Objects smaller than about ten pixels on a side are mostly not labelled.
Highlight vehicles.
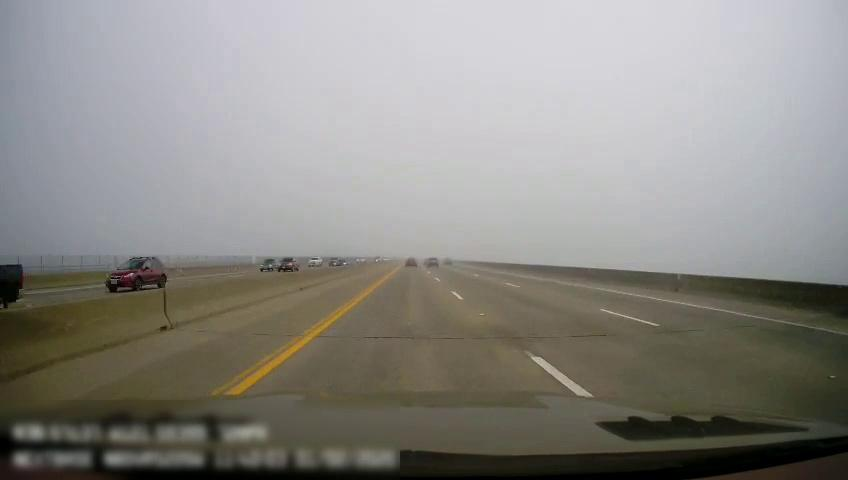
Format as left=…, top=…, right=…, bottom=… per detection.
left=277, top=257, right=300, bottom=273
left=355, top=257, right=367, bottom=264
left=105, top=256, right=169, bottom=294
left=0, top=263, right=25, bottom=314
left=259, top=258, right=281, bottom=273
left=328, top=257, right=341, bottom=267
left=307, top=256, right=324, bottom=268
left=425, top=256, right=440, bottom=268
left=404, top=257, right=418, bottom=268
left=334, top=258, right=353, bottom=267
